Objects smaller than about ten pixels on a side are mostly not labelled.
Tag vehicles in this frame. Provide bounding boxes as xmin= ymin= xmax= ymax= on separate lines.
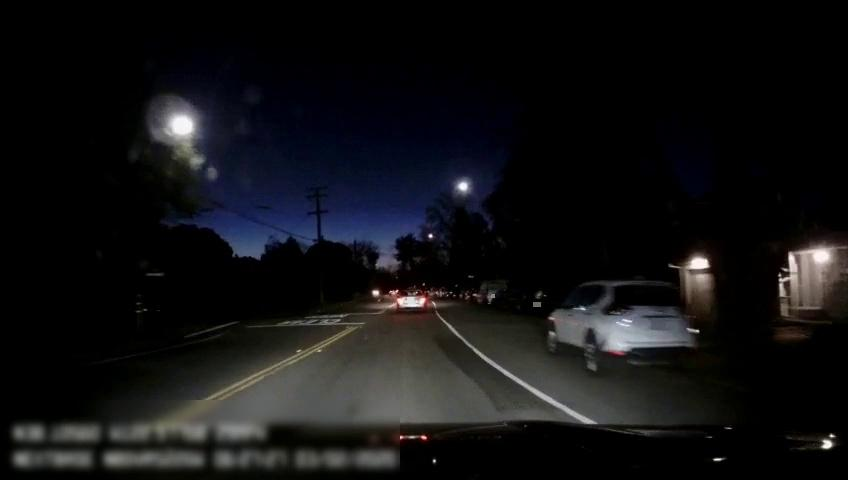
xmin=458 ymin=286 xmax=478 ymax=302
xmin=475 ymin=278 xmax=507 ymax=307
xmin=545 ymin=280 xmax=697 ymax=377
xmin=395 ymin=288 xmax=427 ymax=311
xmin=506 ymin=286 xmax=550 ymax=314
xmin=491 ymin=289 xmax=512 ymax=311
